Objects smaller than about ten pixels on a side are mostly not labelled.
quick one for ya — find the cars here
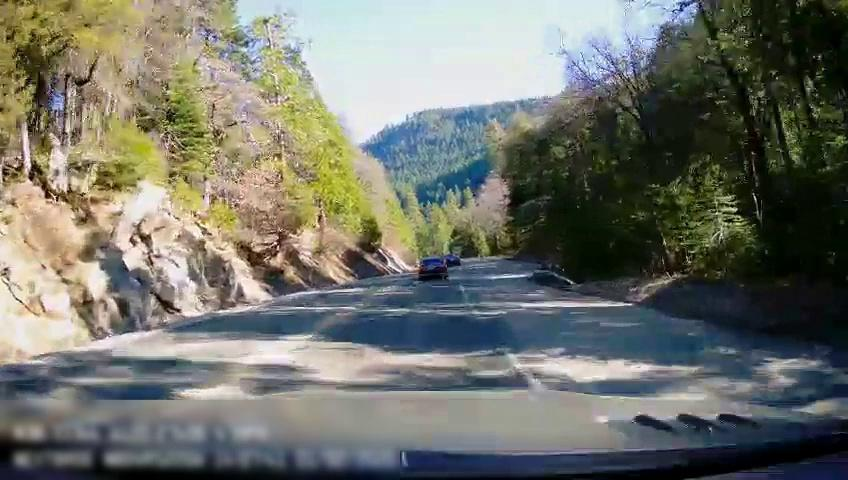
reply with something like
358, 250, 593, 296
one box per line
416, 256, 448, 281
444, 255, 460, 267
